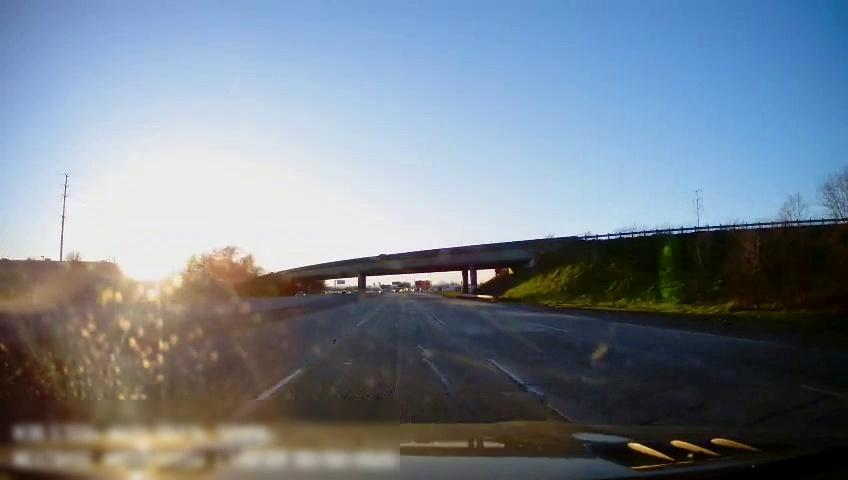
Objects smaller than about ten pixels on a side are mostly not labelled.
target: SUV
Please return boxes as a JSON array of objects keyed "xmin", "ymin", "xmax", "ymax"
[{"xmin": 295, "ymin": 292, "xmax": 307, "ymax": 298}]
